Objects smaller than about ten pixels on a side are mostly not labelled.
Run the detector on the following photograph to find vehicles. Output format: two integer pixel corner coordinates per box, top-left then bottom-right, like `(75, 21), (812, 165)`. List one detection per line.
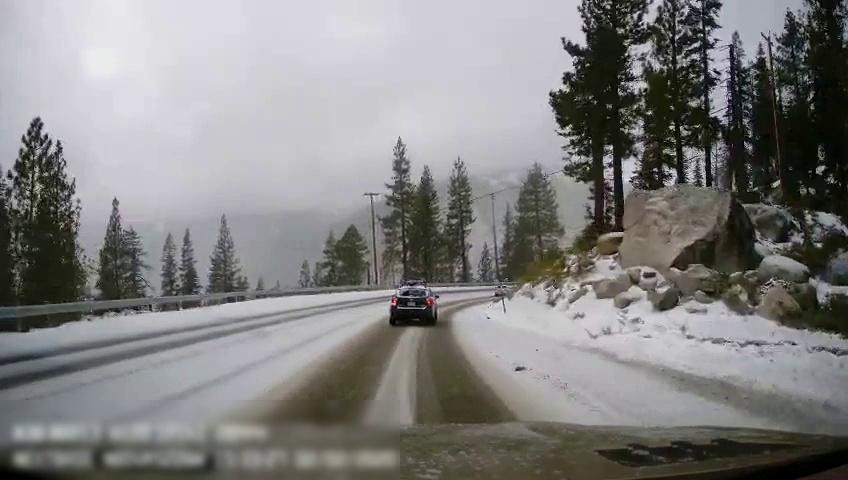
(389, 279), (439, 326)
(494, 284), (513, 297)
